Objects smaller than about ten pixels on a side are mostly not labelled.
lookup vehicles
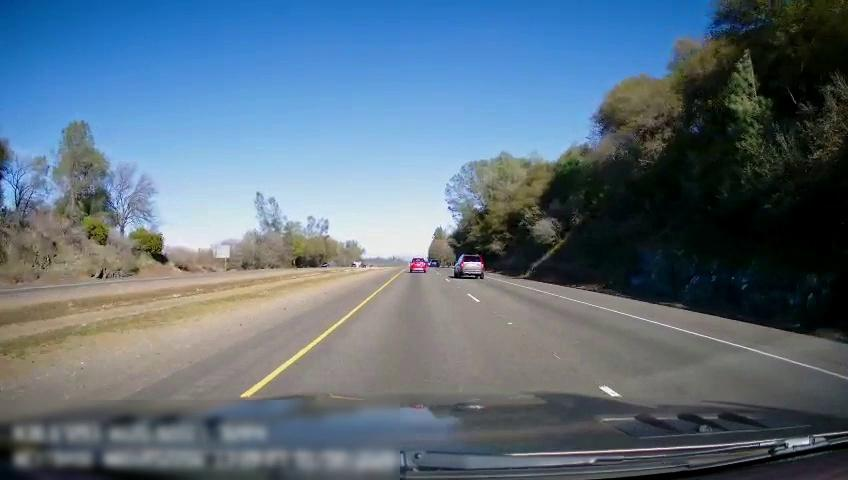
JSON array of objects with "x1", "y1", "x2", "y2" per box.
[
  {"x1": 409, "y1": 256, "x2": 428, "y2": 273},
  {"x1": 452, "y1": 254, "x2": 485, "y2": 279},
  {"x1": 429, "y1": 259, "x2": 440, "y2": 268}
]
